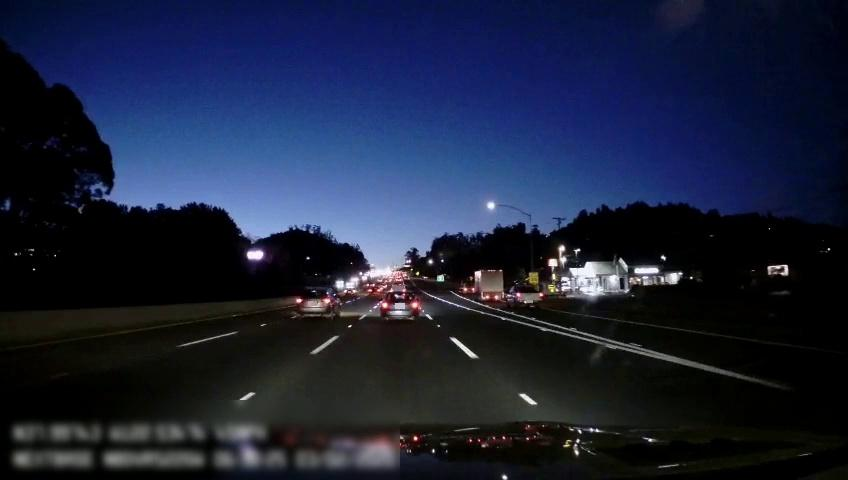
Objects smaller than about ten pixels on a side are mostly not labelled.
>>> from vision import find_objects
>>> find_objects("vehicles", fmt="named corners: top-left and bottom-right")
top-left (296, 287), bottom-right (341, 321)
top-left (505, 285), bottom-right (544, 310)
top-left (474, 269), bottom-right (504, 303)
top-left (378, 290), bottom-right (420, 325)
top-left (459, 276), bottom-right (475, 295)
top-left (368, 285), bottom-right (384, 297)
top-left (343, 287), bottom-right (358, 298)
top-left (391, 284), bottom-right (407, 291)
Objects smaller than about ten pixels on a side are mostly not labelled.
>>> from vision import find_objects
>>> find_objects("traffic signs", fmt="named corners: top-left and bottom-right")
top-left (529, 272), bottom-right (539, 284)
